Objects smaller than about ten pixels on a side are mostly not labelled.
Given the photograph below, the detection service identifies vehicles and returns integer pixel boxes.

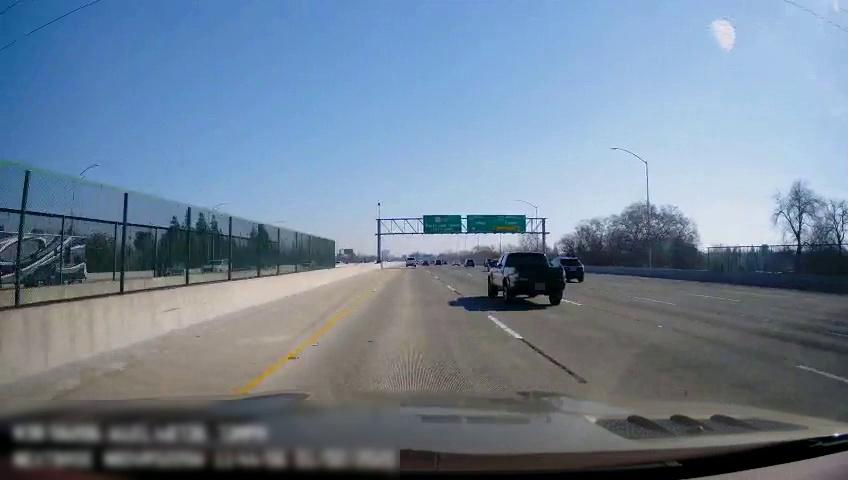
[154,263,185,278]
[200,258,230,273]
[463,259,475,268]
[405,256,417,267]
[0,230,88,290]
[548,255,585,284]
[487,251,567,307]
[487,258,500,273]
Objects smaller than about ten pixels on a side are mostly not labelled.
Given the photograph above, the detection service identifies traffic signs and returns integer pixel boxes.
[466,214,527,234]
[423,214,462,234]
